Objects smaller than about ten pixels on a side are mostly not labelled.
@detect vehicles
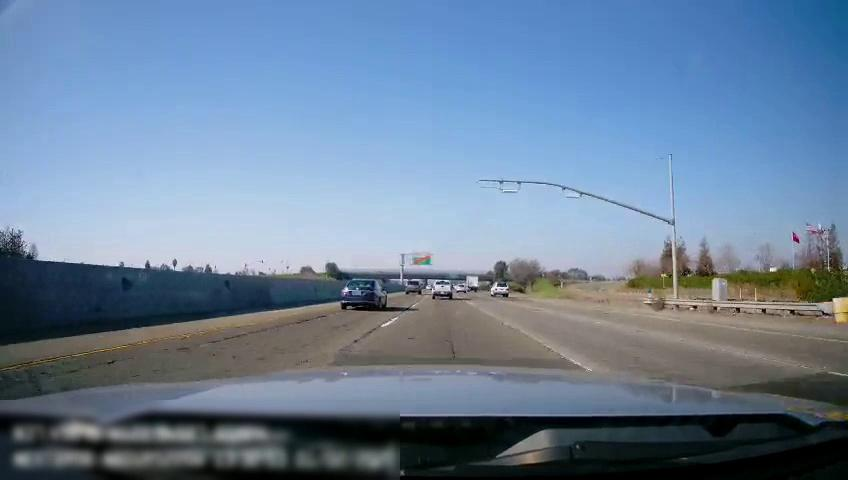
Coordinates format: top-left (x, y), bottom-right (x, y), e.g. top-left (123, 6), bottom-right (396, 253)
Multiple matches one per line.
top-left (490, 282), bottom-right (510, 297)
top-left (467, 275), bottom-right (479, 293)
top-left (455, 282), bottom-right (467, 293)
top-left (405, 279), bottom-right (423, 294)
top-left (432, 279), bottom-right (453, 299)
top-left (339, 278), bottom-right (387, 310)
